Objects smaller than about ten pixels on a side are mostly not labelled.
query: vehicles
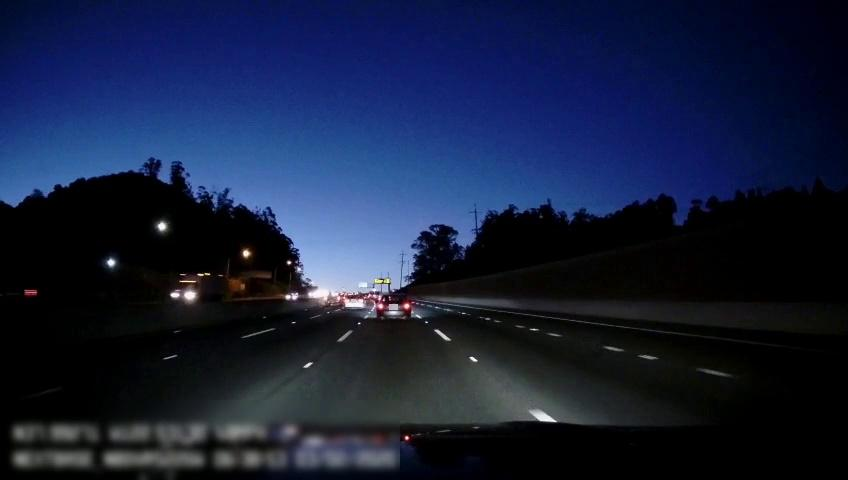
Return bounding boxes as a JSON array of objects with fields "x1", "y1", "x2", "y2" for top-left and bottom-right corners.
[
  {"x1": 373, "y1": 291, "x2": 385, "y2": 302},
  {"x1": 285, "y1": 293, "x2": 302, "y2": 301},
  {"x1": 0, "y1": 280, "x2": 38, "y2": 311},
  {"x1": 325, "y1": 292, "x2": 344, "y2": 308},
  {"x1": 170, "y1": 273, "x2": 227, "y2": 305},
  {"x1": 376, "y1": 293, "x2": 411, "y2": 324},
  {"x1": 343, "y1": 293, "x2": 366, "y2": 312}
]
